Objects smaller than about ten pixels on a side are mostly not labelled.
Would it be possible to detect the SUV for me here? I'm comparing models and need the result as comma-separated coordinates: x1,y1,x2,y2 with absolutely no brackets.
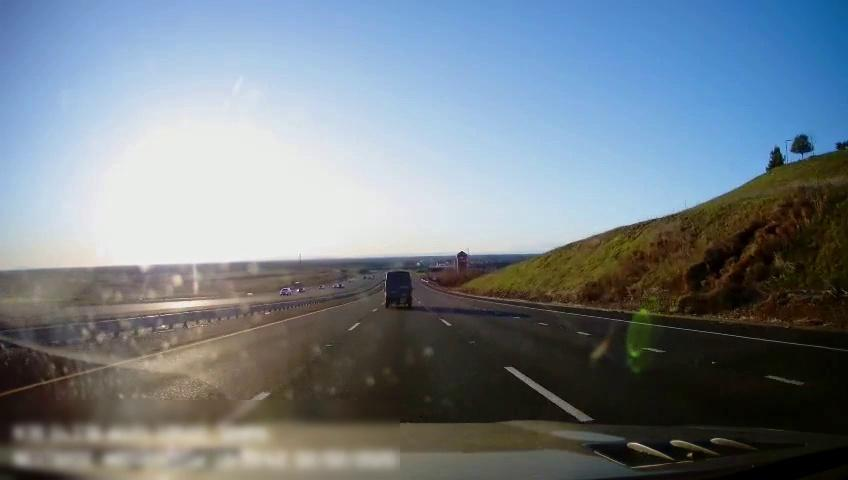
279,287,292,297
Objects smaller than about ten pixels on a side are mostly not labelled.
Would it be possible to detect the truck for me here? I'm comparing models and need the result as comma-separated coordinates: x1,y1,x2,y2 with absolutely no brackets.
385,272,412,309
